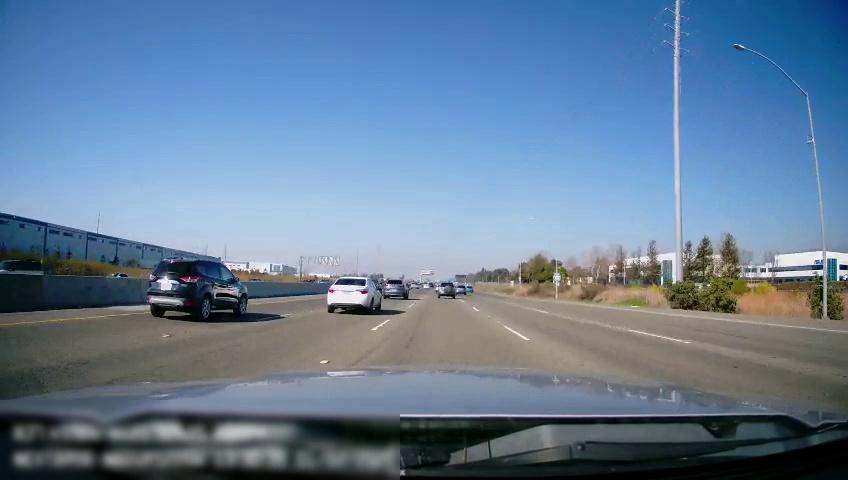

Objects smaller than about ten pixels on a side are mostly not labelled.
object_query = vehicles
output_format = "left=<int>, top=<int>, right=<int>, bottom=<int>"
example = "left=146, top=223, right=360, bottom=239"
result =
left=326, top=276, right=382, bottom=314
left=147, top=256, right=249, bottom=321
left=370, top=279, right=383, bottom=294
left=383, top=279, right=409, bottom=300
left=437, top=281, right=456, bottom=299
left=247, top=277, right=265, bottom=282
left=303, top=279, right=317, bottom=284
left=0, top=258, right=44, bottom=276
left=435, top=284, right=442, bottom=293
left=109, top=272, right=129, bottom=278
left=455, top=286, right=467, bottom=296
left=318, top=279, right=332, bottom=284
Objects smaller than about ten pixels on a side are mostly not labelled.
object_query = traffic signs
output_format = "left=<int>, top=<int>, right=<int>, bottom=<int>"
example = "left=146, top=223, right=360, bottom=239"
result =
left=552, top=272, right=561, bottom=284
left=420, top=269, right=432, bottom=276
